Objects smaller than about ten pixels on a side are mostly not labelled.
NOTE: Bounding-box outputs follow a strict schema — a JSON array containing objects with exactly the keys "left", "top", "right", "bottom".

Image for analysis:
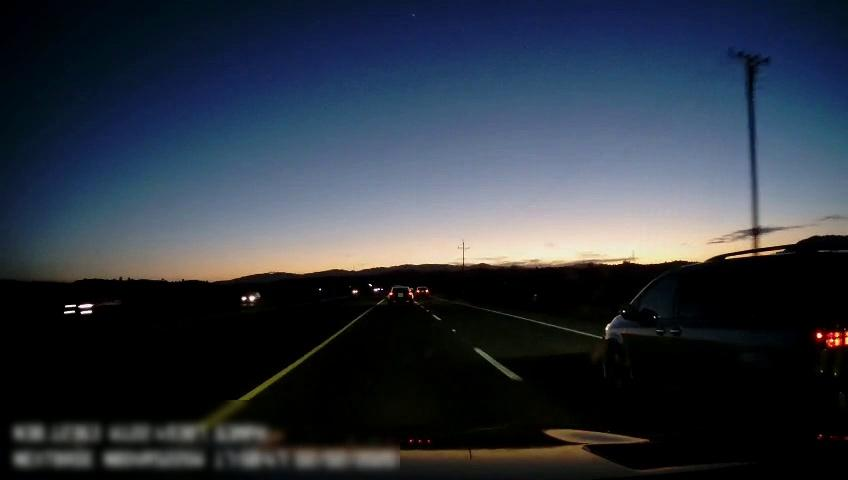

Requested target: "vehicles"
[
  {"left": 240, "top": 291, "right": 262, "bottom": 304},
  {"left": 602, "top": 246, "right": 848, "bottom": 420},
  {"left": 415, "top": 286, "right": 430, "bottom": 299},
  {"left": 387, "top": 286, "right": 415, "bottom": 305},
  {"left": 63, "top": 291, "right": 123, "bottom": 321}
]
